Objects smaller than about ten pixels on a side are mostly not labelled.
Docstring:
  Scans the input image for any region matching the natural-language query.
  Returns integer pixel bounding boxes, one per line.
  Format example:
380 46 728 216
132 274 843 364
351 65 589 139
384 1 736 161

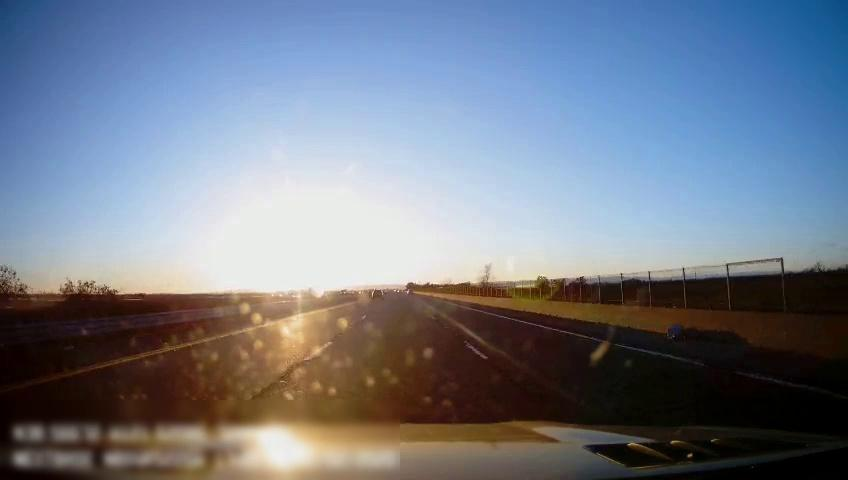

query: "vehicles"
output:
371 289 384 300
271 291 284 298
